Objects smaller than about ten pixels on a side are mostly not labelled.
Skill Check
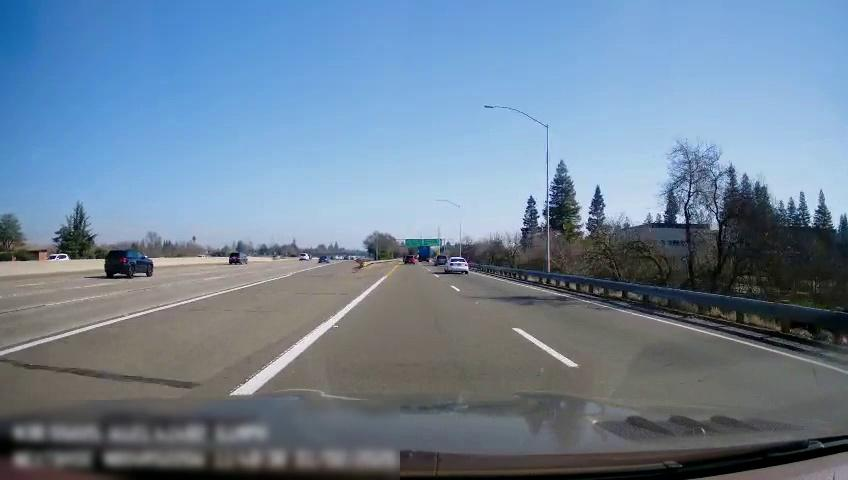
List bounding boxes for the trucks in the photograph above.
[417,245,431,262]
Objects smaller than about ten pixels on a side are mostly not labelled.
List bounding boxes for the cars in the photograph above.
[443,256,470,274]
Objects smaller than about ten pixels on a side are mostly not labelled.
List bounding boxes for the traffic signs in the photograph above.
[406,238,424,247]
[423,240,439,248]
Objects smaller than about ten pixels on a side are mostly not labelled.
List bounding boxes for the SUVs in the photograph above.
[103,248,155,280]
[47,253,70,262]
[298,251,311,262]
[433,254,447,267]
[227,251,250,265]
[403,254,417,266]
